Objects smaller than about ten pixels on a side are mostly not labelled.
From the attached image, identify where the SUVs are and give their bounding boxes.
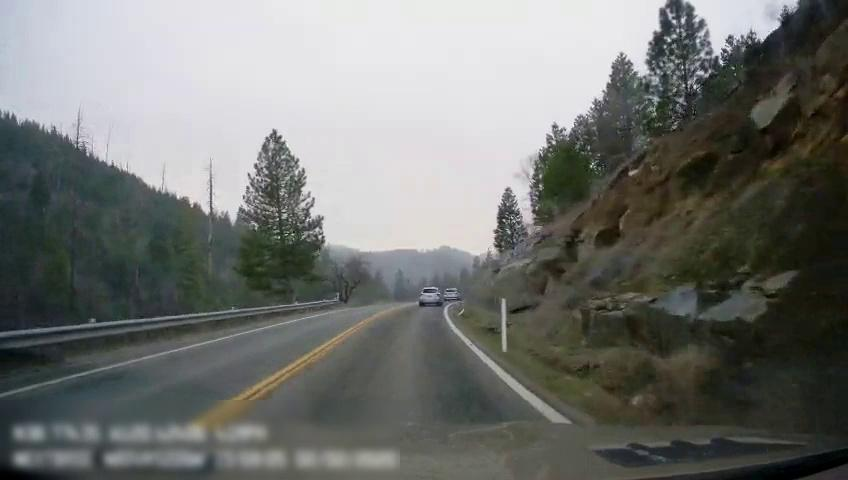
[444,288,461,301]
[419,287,443,306]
